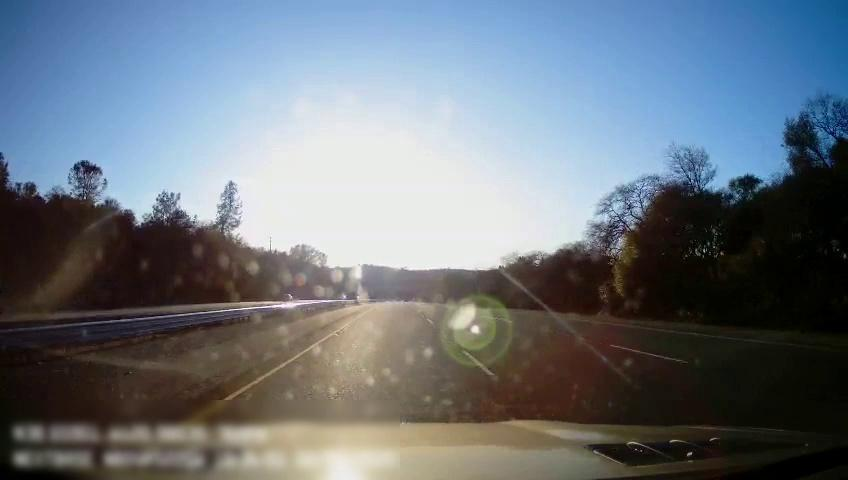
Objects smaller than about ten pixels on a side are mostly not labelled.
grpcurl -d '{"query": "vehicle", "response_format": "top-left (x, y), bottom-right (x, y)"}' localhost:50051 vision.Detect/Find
top-left (281, 294), bottom-right (293, 302)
